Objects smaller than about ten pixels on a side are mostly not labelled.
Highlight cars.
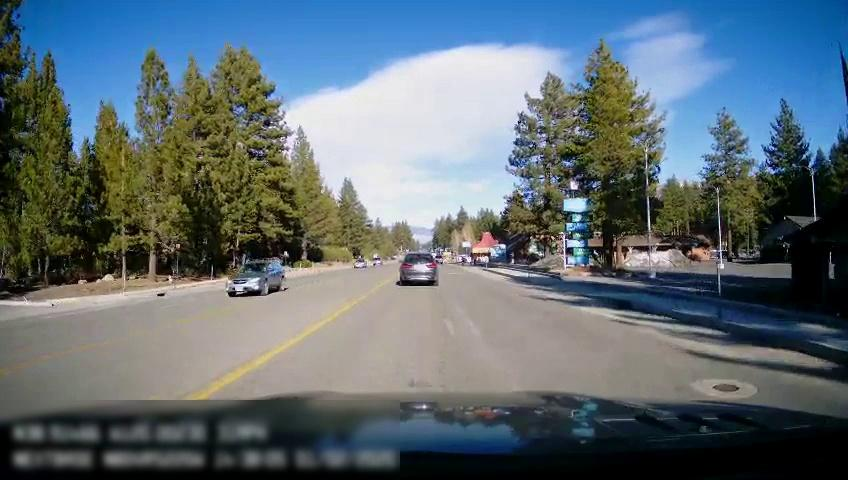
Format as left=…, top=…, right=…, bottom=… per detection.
left=353, top=259, right=368, bottom=271
left=225, top=260, right=288, bottom=297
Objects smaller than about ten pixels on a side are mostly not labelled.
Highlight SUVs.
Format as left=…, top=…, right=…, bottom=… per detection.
left=400, top=254, right=438, bottom=285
